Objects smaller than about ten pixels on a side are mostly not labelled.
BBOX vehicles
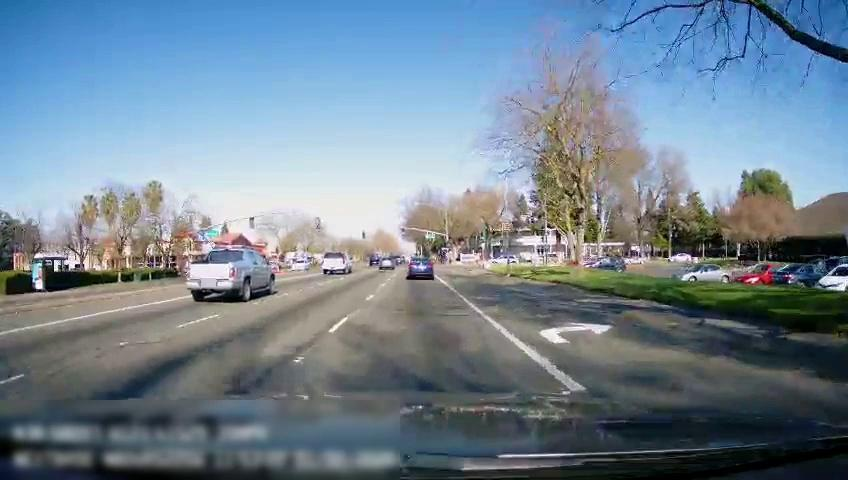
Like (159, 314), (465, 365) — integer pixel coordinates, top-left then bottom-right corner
(379, 255), (395, 270)
(321, 253), (352, 275)
(407, 258), (434, 280)
(488, 255), (519, 264)
(369, 255), (382, 265)
(291, 259), (313, 273)
(186, 248), (277, 303)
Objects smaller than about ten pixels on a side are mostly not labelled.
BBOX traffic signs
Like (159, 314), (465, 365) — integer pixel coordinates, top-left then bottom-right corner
(207, 230), (220, 238)
(425, 234), (436, 239)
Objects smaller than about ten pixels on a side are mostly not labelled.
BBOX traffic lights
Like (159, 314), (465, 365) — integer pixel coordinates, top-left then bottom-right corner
(247, 215), (256, 231)
(312, 215), (321, 233)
